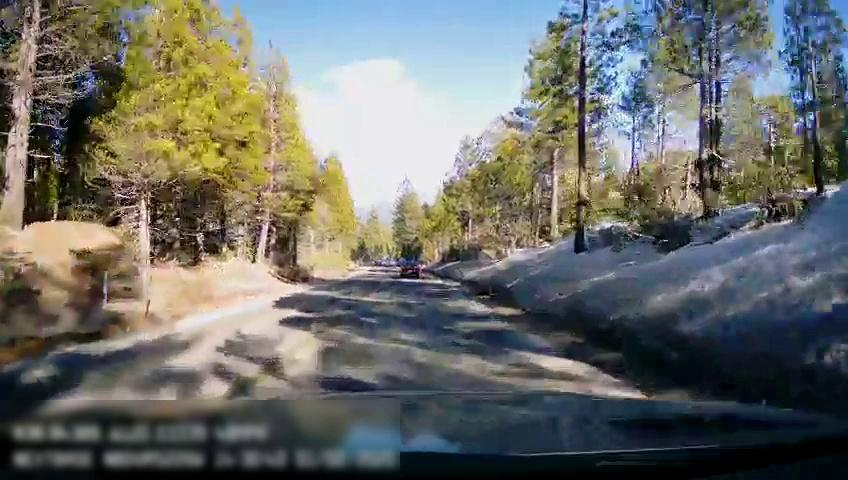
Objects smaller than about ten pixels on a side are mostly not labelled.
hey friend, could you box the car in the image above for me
[400,260,420,277]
